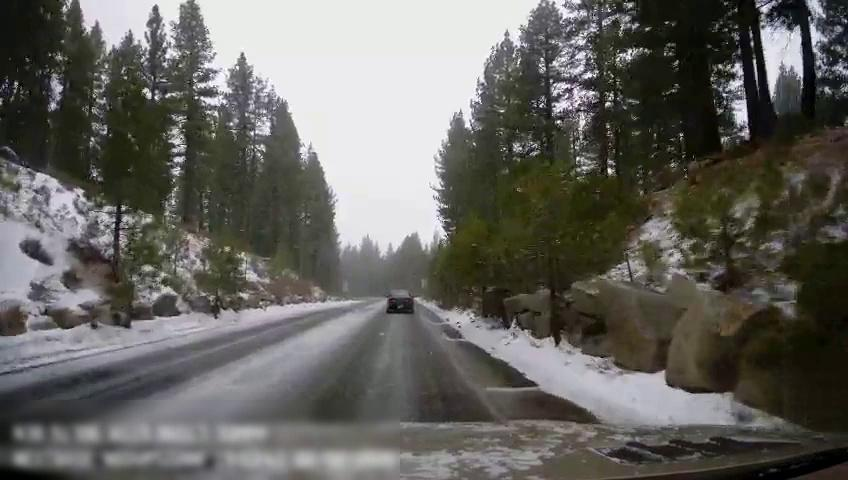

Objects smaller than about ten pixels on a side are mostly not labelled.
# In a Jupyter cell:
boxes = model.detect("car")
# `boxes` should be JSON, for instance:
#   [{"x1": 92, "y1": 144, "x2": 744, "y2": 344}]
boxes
[{"x1": 385, "y1": 291, "x2": 415, "y2": 314}]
